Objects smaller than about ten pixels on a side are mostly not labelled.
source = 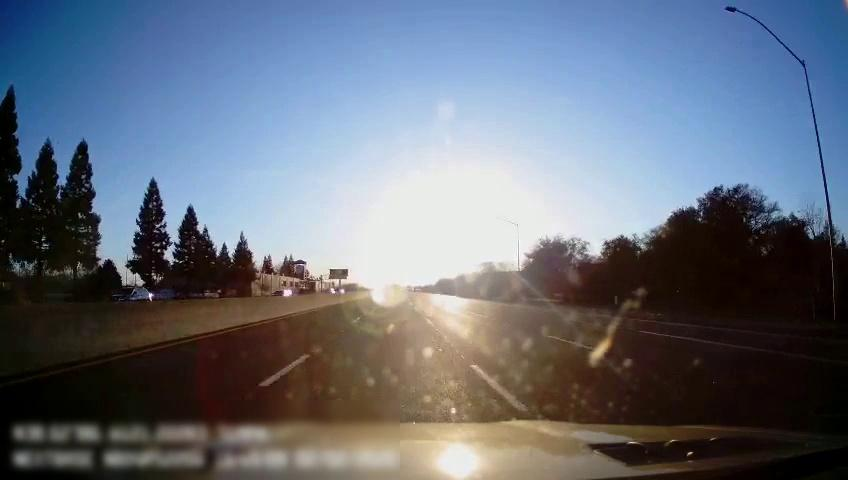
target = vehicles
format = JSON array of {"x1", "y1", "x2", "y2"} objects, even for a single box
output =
[
  {"x1": 322, "y1": 288, "x2": 336, "y2": 296},
  {"x1": 272, "y1": 290, "x2": 292, "y2": 299},
  {"x1": 108, "y1": 287, "x2": 153, "y2": 305}
]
